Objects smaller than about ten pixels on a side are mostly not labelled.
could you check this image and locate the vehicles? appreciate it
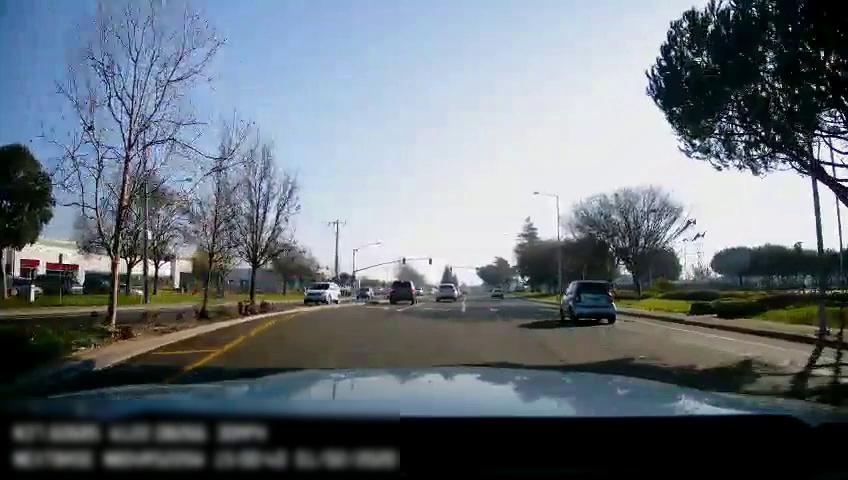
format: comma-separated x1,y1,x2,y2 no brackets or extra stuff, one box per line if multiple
356,287,375,301
303,280,341,306
390,280,417,304
435,282,456,303
559,280,617,325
